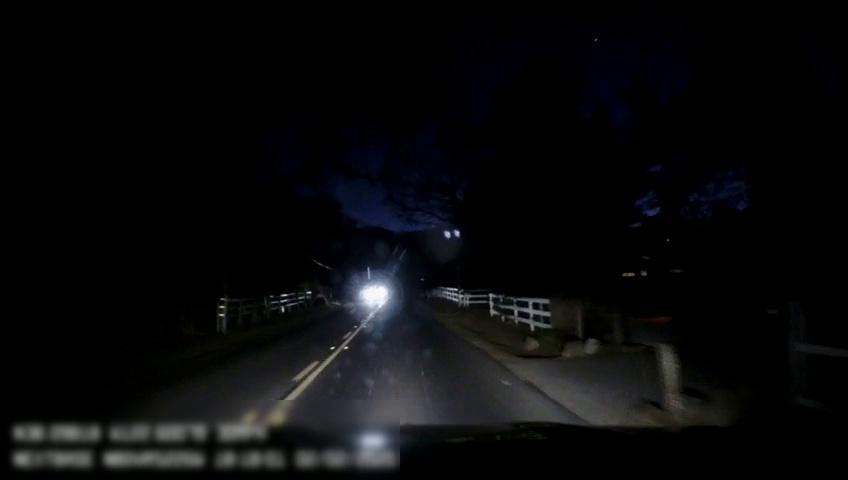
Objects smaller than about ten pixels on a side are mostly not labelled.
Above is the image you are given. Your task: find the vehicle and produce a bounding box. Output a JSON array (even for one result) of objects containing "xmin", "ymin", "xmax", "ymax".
[{"xmin": 365, "ymin": 284, "xmax": 386, "ymax": 303}]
